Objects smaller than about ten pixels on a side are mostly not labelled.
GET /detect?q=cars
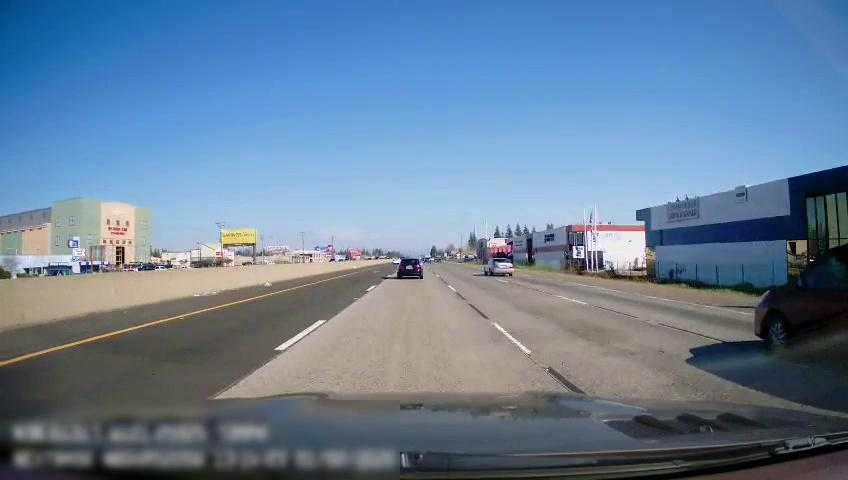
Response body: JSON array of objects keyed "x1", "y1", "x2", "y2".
[
  {"x1": 396, "y1": 258, "x2": 424, "y2": 280},
  {"x1": 484, "y1": 257, "x2": 514, "y2": 277}
]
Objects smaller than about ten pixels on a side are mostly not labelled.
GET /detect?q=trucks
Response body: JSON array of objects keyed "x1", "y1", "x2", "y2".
[{"x1": 154, "y1": 265, "x2": 170, "y2": 271}]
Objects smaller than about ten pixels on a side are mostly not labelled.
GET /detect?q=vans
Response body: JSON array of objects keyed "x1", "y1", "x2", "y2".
[{"x1": 752, "y1": 243, "x2": 848, "y2": 356}]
